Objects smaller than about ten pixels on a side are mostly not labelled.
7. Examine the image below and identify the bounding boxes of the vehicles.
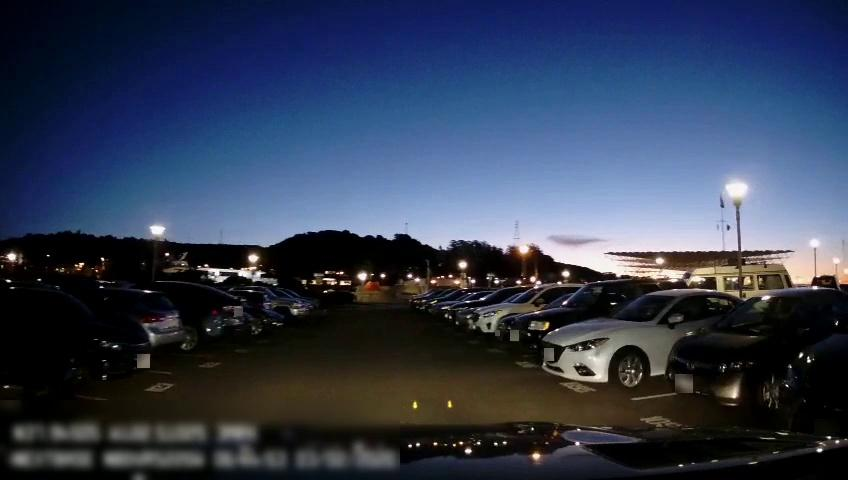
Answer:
[212,289,271,317]
[455,292,525,328]
[0,286,154,382]
[261,285,315,317]
[230,301,287,338]
[443,285,535,321]
[507,278,663,353]
[277,286,319,314]
[495,292,576,340]
[467,283,586,335]
[811,274,841,292]
[224,285,308,320]
[0,337,67,417]
[678,263,797,301]
[63,286,185,360]
[539,288,746,393]
[779,331,848,438]
[122,279,245,354]
[664,286,848,416]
